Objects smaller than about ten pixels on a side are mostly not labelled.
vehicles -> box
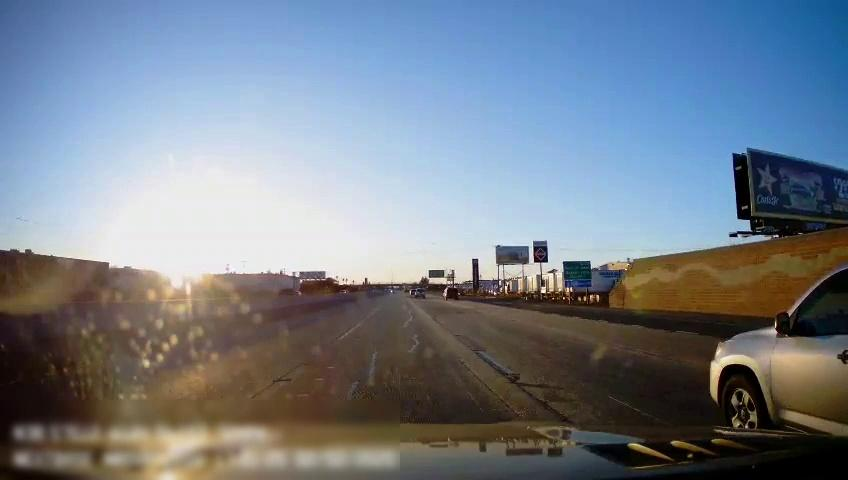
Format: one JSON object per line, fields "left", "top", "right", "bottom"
{"left": 710, "top": 263, "right": 848, "bottom": 436}
{"left": 414, "top": 289, "right": 426, "bottom": 299}
{"left": 443, "top": 287, "right": 459, "bottom": 301}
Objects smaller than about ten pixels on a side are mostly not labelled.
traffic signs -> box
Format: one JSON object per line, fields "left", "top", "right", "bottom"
{"left": 563, "top": 261, "right": 592, "bottom": 279}
{"left": 428, "top": 269, "right": 445, "bottom": 277}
